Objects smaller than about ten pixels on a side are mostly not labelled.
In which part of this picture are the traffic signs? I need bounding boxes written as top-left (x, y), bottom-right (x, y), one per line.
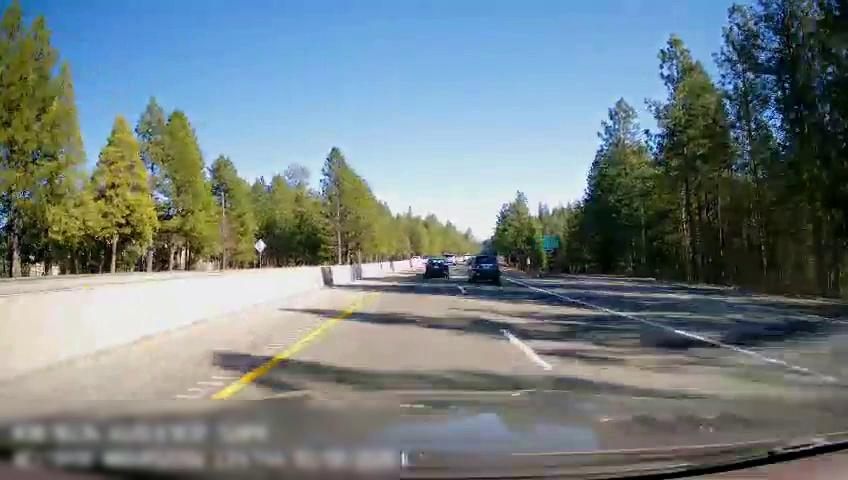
top-left (543, 235), bottom-right (562, 250)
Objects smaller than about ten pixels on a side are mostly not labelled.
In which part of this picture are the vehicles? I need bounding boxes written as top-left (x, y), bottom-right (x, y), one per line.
top-left (424, 259), bottom-right (450, 279)
top-left (471, 258), bottom-right (499, 280)
top-left (443, 255), bottom-right (456, 265)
